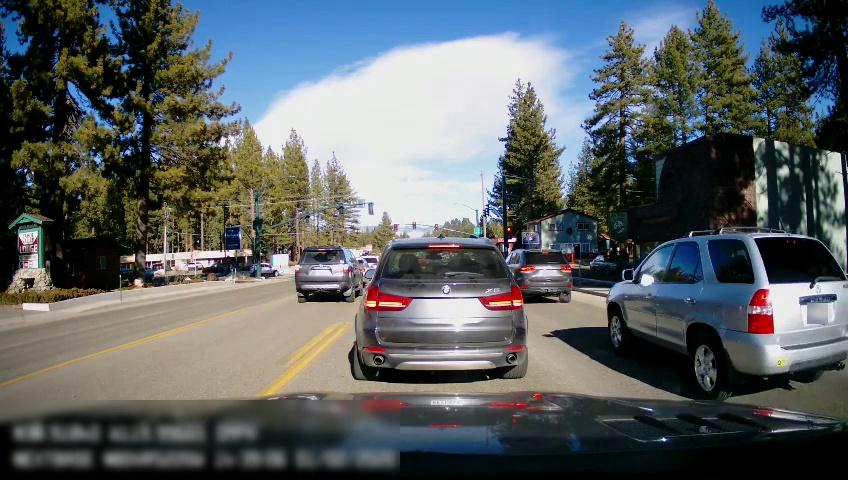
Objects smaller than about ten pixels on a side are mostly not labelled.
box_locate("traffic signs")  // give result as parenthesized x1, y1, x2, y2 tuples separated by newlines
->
(473, 227, 483, 237)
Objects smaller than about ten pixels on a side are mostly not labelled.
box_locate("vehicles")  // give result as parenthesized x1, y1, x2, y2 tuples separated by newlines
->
(506, 248, 574, 305)
(606, 225, 848, 401)
(360, 260, 370, 286)
(185, 261, 202, 271)
(593, 254, 629, 273)
(295, 247, 363, 302)
(211, 263, 236, 277)
(250, 262, 282, 279)
(360, 255, 379, 267)
(147, 264, 174, 276)
(354, 239, 527, 379)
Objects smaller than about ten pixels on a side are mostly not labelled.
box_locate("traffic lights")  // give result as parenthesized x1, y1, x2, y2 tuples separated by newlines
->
(338, 204, 343, 215)
(484, 203, 490, 217)
(368, 201, 374, 214)
(506, 226, 512, 238)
